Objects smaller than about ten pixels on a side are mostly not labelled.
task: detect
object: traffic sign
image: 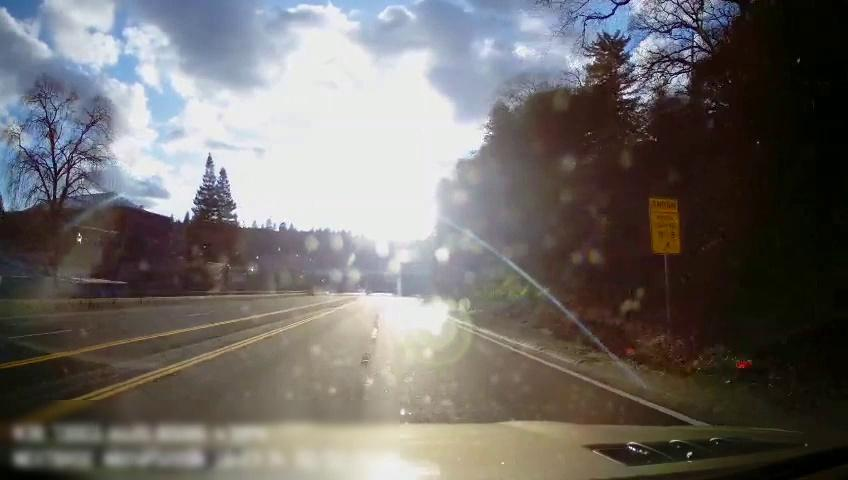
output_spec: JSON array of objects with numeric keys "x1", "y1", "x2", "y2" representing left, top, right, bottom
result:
[{"x1": 648, "y1": 196, "x2": 683, "y2": 255}]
